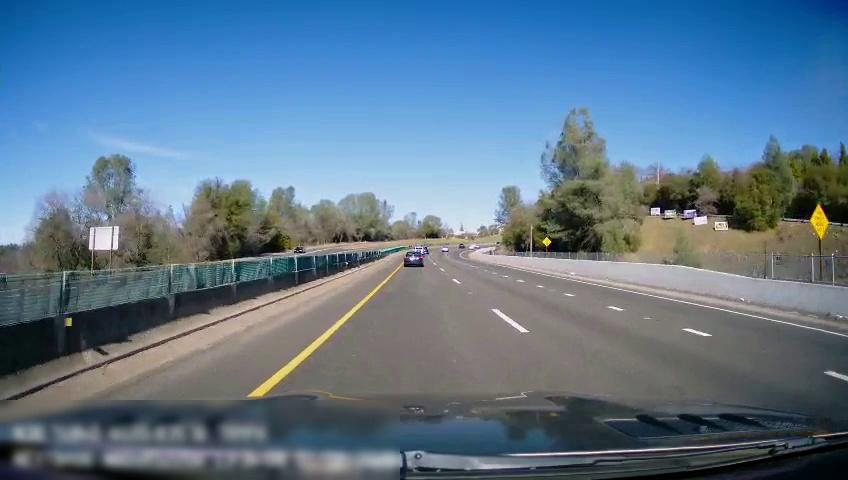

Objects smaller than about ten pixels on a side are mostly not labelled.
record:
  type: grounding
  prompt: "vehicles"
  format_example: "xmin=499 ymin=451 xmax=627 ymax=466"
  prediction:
xmin=420 ymin=248 xmax=430 ymax=259
xmin=404 ymin=250 xmax=425 ymax=267
xmin=293 ymin=246 xmax=306 ymax=254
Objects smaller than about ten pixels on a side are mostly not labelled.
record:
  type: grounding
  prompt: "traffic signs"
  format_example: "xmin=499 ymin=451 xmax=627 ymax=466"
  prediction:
xmin=809 ymin=204 xmax=829 ymax=240
xmin=542 ymin=236 xmax=553 ymax=248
